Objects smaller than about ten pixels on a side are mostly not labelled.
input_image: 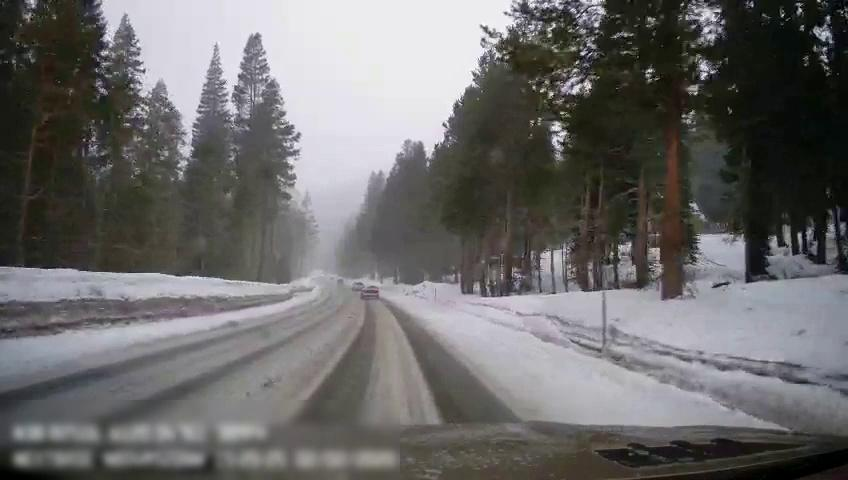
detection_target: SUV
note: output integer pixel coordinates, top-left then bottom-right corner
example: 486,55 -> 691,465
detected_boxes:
359,284 -> 380,301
